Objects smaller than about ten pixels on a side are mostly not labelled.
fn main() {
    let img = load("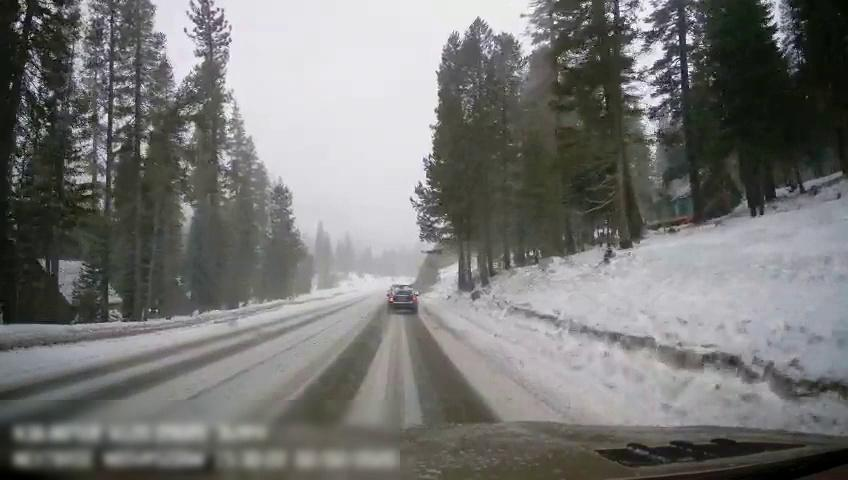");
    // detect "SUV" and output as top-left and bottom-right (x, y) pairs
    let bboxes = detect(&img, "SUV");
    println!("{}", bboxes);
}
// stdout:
(386, 283), (419, 314)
